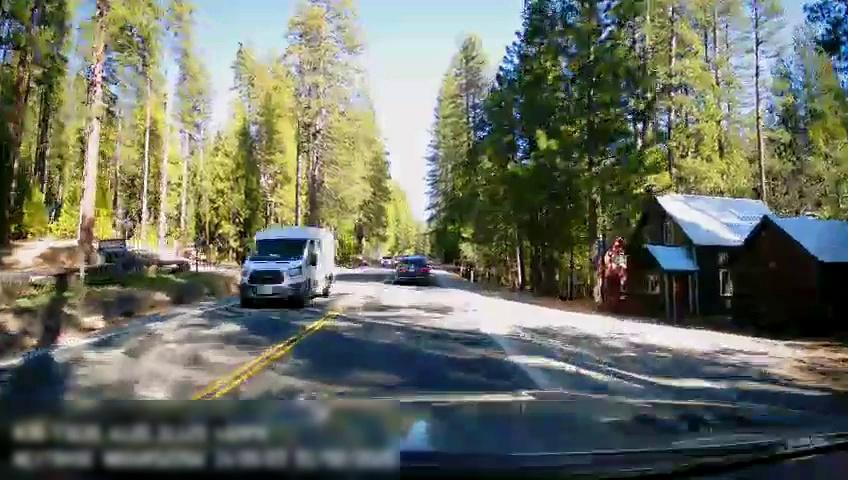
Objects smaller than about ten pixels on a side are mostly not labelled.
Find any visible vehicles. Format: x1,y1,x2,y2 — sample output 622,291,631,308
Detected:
390,255,432,284
238,225,337,309
380,255,395,266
